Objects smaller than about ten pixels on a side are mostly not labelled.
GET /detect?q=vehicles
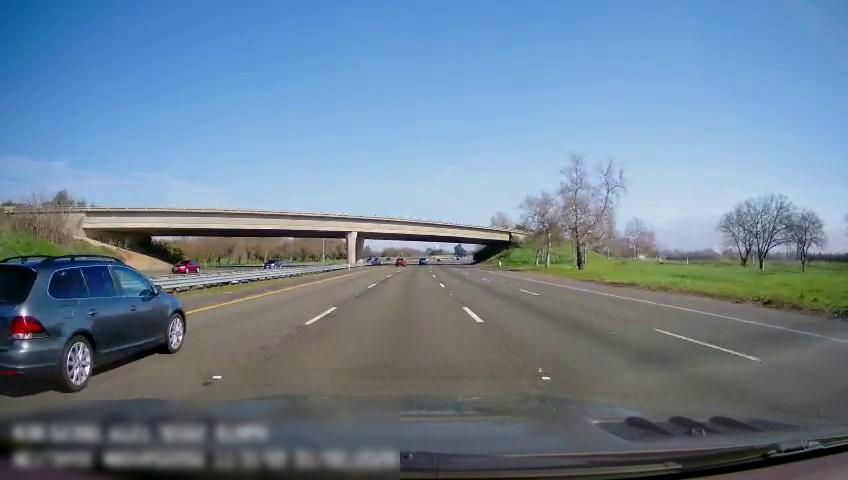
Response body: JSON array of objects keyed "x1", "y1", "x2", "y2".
[
  {"x1": 394, "y1": 257, "x2": 407, "y2": 268},
  {"x1": 263, "y1": 258, "x2": 284, "y2": 270},
  {"x1": 0, "y1": 254, "x2": 188, "y2": 393},
  {"x1": 171, "y1": 259, "x2": 201, "y2": 275},
  {"x1": 419, "y1": 257, "x2": 427, "y2": 265}
]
